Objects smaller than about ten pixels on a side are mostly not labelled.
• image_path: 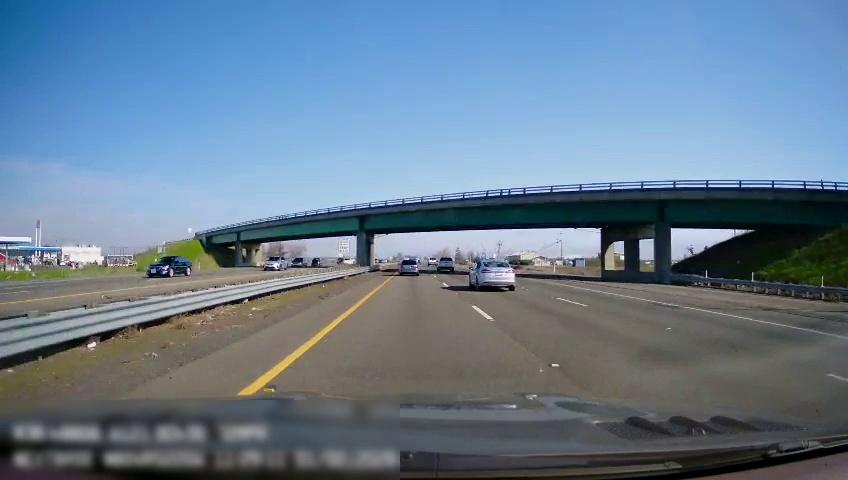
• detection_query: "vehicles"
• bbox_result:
[436,256,455,273]
[467,258,516,292]
[312,258,323,267]
[146,255,194,278]
[263,256,288,272]
[290,257,308,269]
[398,258,419,276]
